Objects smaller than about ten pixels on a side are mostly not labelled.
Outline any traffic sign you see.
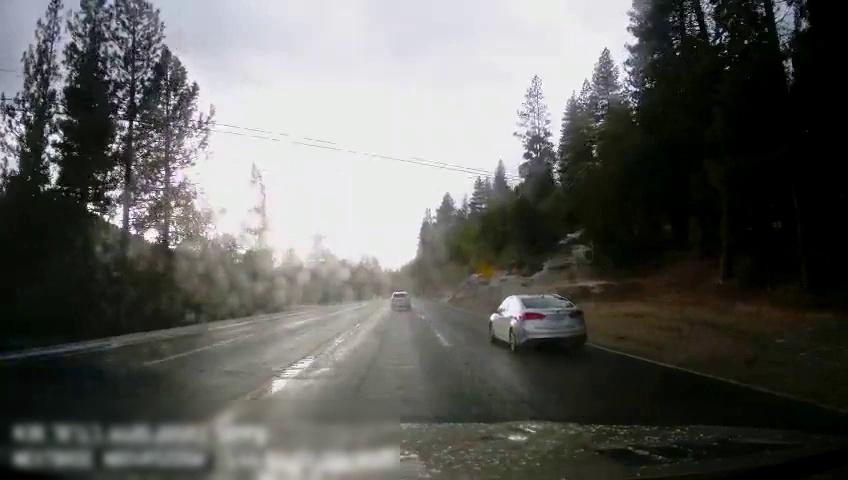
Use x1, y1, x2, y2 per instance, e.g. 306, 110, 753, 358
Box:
479, 264, 494, 279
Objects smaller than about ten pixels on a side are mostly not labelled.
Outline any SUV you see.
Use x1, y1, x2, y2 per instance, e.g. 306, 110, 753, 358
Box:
389, 291, 412, 312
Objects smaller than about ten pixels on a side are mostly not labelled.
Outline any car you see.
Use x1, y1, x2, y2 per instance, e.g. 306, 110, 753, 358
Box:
486, 293, 589, 355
